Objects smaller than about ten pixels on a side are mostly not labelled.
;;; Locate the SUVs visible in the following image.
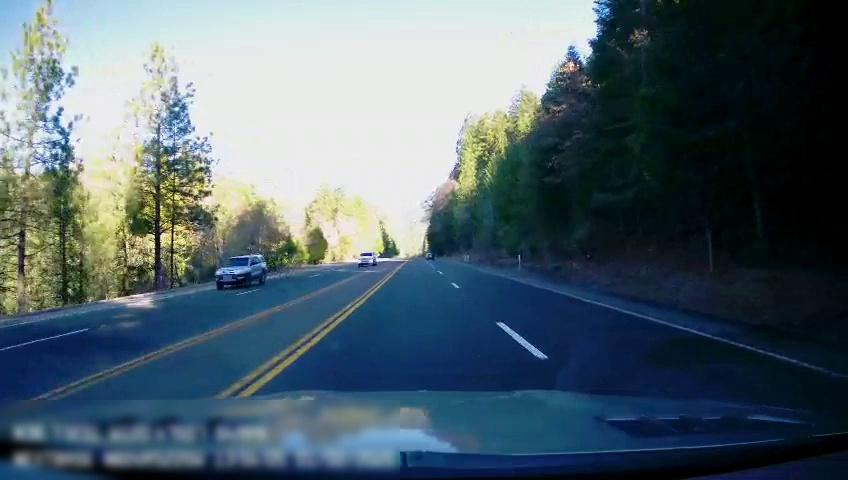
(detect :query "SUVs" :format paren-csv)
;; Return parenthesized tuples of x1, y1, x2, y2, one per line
(215, 255, 267, 290)
(355, 250, 378, 268)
